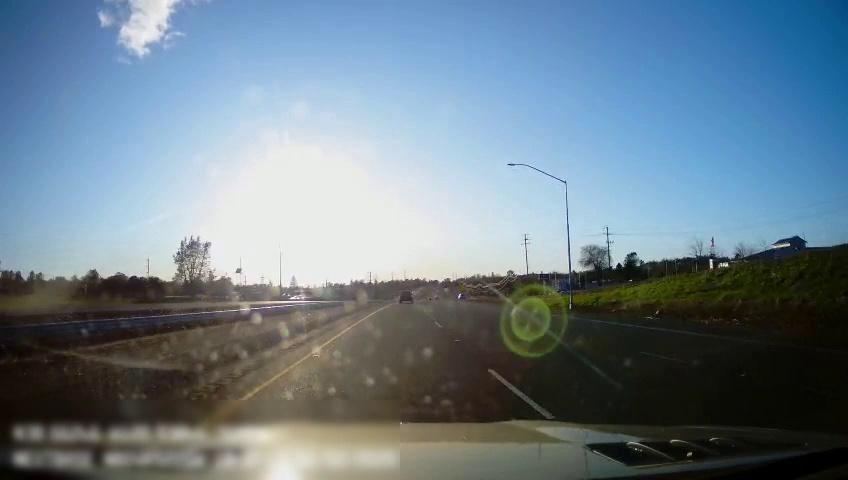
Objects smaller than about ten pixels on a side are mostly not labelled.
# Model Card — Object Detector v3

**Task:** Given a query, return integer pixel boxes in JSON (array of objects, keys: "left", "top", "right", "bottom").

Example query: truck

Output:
[{"left": 399, "top": 290, "right": 413, "bottom": 303}]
